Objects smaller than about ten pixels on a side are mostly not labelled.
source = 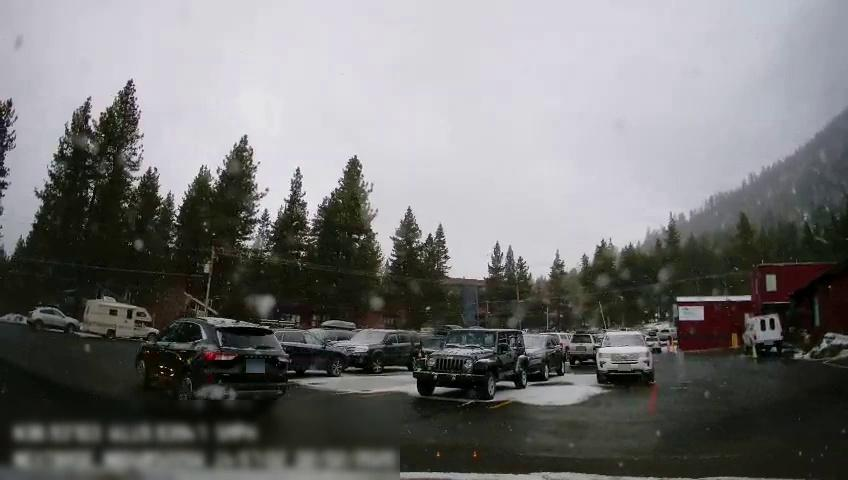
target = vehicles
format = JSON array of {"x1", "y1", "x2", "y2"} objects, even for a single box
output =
[
  {"x1": 274, "y1": 328, "x2": 351, "y2": 378},
  {"x1": 31, "y1": 306, "x2": 80, "y2": 337},
  {"x1": 133, "y1": 315, "x2": 289, "y2": 415},
  {"x1": 526, "y1": 334, "x2": 567, "y2": 376},
  {"x1": 307, "y1": 328, "x2": 352, "y2": 343},
  {"x1": 411, "y1": 326, "x2": 529, "y2": 400},
  {"x1": 742, "y1": 315, "x2": 783, "y2": 353},
  {"x1": 82, "y1": 297, "x2": 158, "y2": 341},
  {"x1": 331, "y1": 329, "x2": 423, "y2": 376},
  {"x1": 568, "y1": 333, "x2": 594, "y2": 367},
  {"x1": 556, "y1": 330, "x2": 578, "y2": 358},
  {"x1": 596, "y1": 332, "x2": 653, "y2": 383}
]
